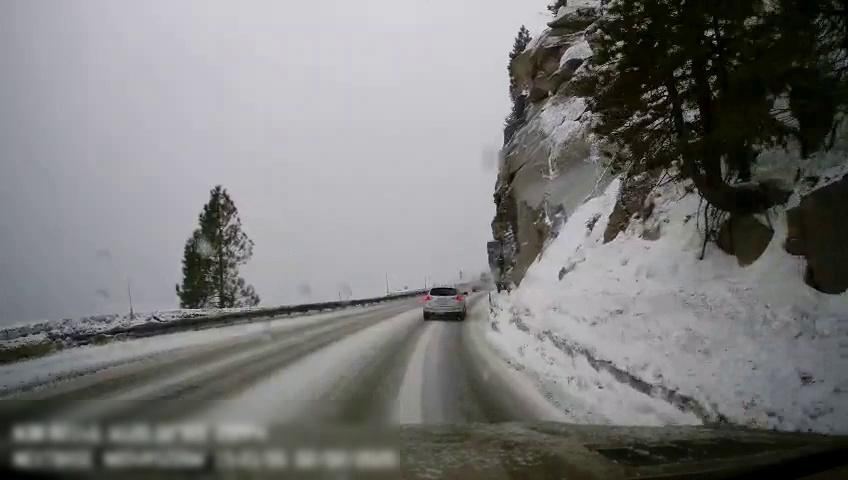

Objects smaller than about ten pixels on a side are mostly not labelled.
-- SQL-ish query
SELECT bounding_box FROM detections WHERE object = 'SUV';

[422,286,469,322]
